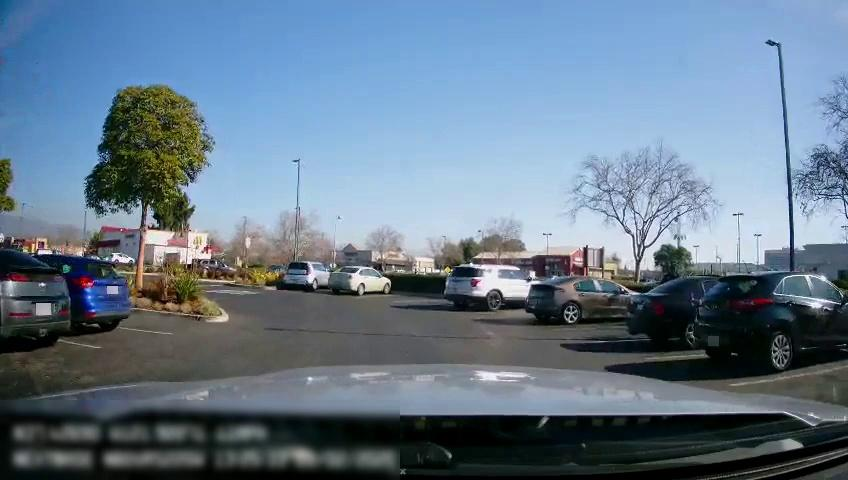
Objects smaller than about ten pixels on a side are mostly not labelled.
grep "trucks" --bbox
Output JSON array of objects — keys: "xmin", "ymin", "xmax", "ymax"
[{"xmin": 186, "ymin": 258, "xmax": 233, "ymax": 277}]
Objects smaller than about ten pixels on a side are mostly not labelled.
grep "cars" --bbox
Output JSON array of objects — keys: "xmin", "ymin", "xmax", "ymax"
[
  {"xmin": 0, "ymin": 248, "xmax": 72, "ymax": 349},
  {"xmin": 525, "ymin": 276, "xmax": 644, "ymax": 325},
  {"xmin": 327, "ymin": 266, "xmax": 392, "ymax": 297},
  {"xmin": 626, "ymin": 275, "xmax": 773, "ymax": 351},
  {"xmin": 10, "ymin": 254, "xmax": 131, "ymax": 336}
]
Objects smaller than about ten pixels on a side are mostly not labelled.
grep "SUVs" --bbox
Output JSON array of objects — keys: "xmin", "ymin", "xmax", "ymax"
[
  {"xmin": 283, "ymin": 261, "xmax": 338, "ymax": 292},
  {"xmin": 694, "ymin": 272, "xmax": 848, "ymax": 372},
  {"xmin": 108, "ymin": 253, "xmax": 135, "ymax": 265},
  {"xmin": 444, "ymin": 264, "xmax": 547, "ymax": 313}
]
